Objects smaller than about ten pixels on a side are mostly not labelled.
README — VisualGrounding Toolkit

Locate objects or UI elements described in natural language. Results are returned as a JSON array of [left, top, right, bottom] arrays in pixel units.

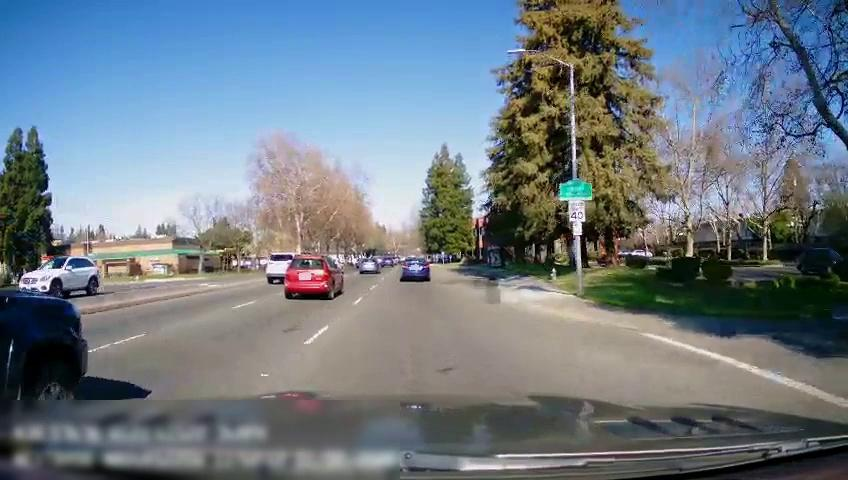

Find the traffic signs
[[571, 204, 583, 220], [558, 180, 594, 200]]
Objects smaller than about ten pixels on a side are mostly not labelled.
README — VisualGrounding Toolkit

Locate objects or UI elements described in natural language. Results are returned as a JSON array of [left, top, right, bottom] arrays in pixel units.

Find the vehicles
[[18, 256, 101, 298], [284, 255, 344, 301], [265, 252, 295, 284], [0, 285, 90, 420], [400, 255, 432, 283], [359, 257, 378, 274], [380, 256, 393, 267]]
